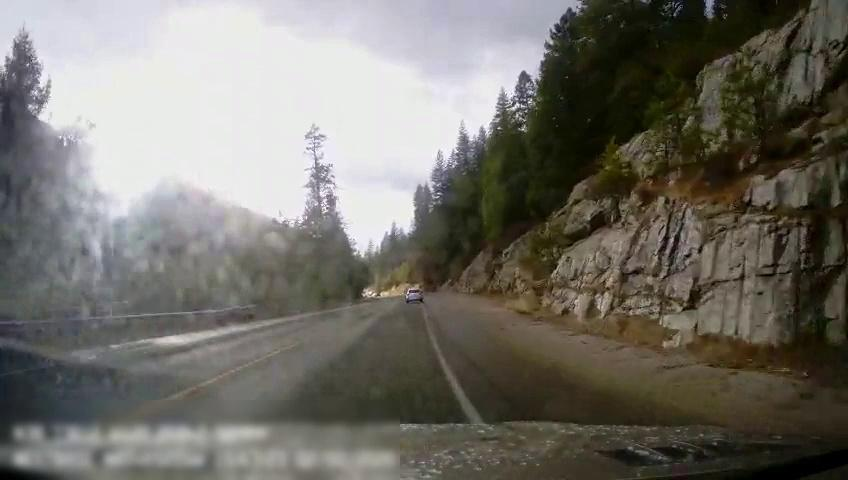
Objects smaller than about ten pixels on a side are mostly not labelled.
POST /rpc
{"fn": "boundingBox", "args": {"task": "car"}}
[405,286,424,304]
